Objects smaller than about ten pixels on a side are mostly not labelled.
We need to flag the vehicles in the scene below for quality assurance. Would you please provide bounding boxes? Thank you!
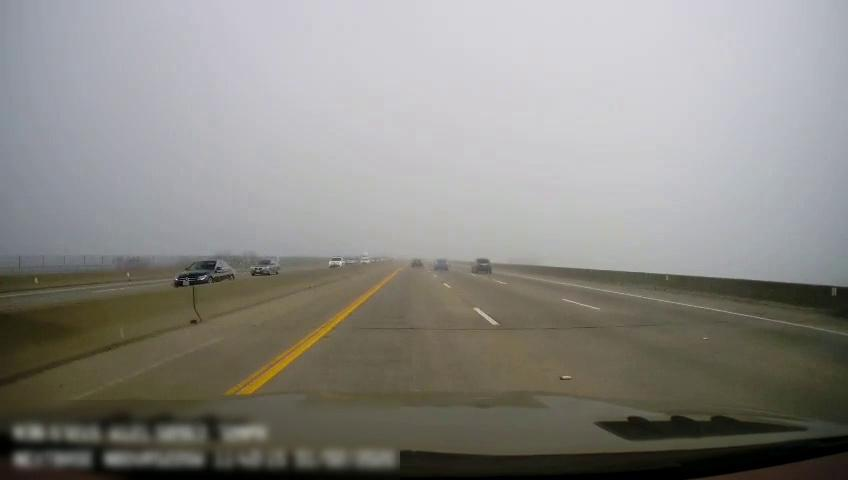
[471,258,493,274]
[173,258,236,289]
[250,259,281,276]
[359,256,371,265]
[432,259,450,271]
[410,257,424,268]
